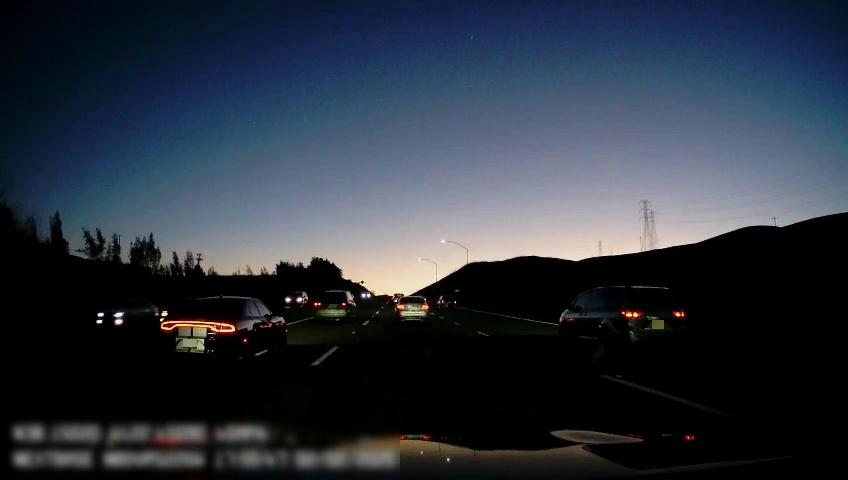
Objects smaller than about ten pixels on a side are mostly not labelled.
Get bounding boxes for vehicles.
[558,286,689,354]
[283,290,309,309]
[96,298,160,330]
[395,295,430,327]
[391,292,405,305]
[436,295,457,310]
[313,289,357,323]
[158,294,289,374]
